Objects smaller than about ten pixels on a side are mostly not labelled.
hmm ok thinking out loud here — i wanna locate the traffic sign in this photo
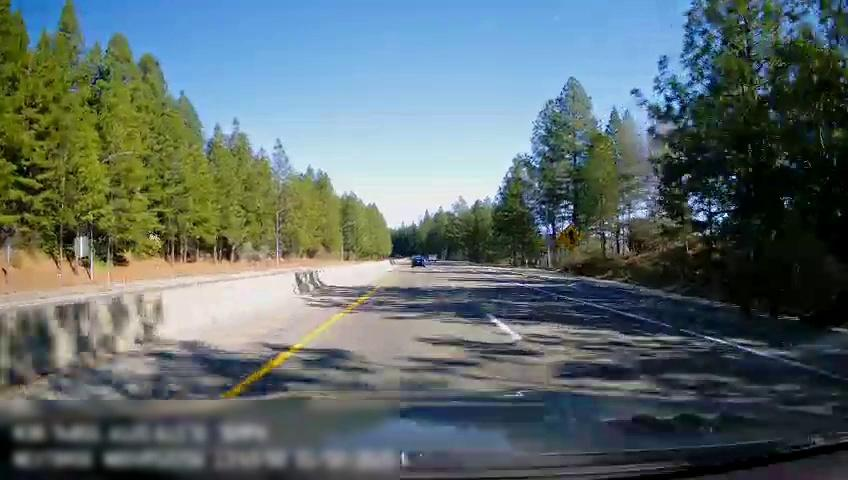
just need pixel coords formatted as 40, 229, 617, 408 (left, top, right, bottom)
558, 223, 584, 253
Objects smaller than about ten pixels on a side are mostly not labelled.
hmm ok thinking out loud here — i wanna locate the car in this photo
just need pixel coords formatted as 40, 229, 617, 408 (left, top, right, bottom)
412, 256, 425, 267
